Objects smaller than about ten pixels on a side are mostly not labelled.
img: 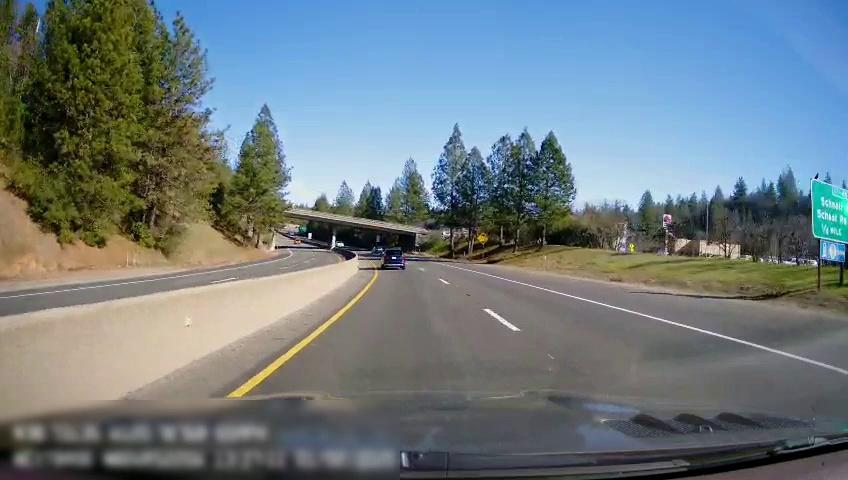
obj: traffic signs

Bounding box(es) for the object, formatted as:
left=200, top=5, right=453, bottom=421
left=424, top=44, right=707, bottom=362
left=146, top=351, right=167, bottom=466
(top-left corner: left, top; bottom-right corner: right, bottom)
left=816, top=241, right=847, bottom=262
left=477, top=231, right=489, bottom=245
left=808, top=178, right=848, bottom=244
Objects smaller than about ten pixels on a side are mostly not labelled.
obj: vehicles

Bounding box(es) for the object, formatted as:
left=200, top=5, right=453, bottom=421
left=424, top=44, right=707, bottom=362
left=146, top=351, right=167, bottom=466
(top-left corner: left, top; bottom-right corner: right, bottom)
left=381, top=249, right=406, bottom=270
left=335, top=240, right=344, bottom=250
